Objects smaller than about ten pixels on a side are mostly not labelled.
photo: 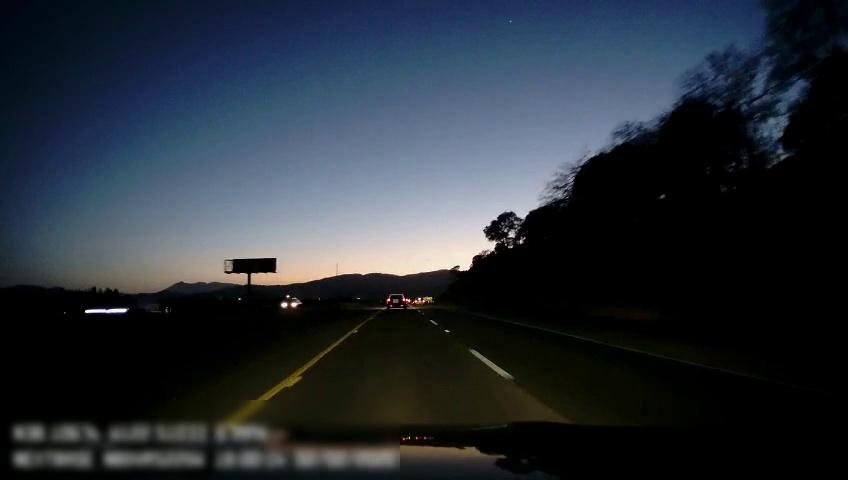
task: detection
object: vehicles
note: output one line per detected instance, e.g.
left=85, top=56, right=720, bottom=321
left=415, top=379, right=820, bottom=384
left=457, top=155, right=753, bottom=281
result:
left=279, top=296, right=302, bottom=311
left=387, top=294, right=406, bottom=309
left=411, top=296, right=424, bottom=306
